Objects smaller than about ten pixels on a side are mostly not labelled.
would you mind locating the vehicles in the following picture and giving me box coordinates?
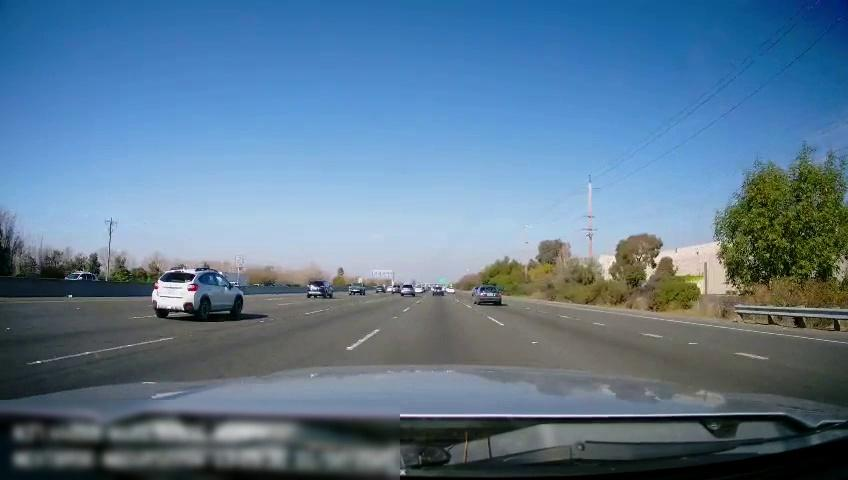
[348,282,366,296]
[412,285,424,294]
[375,285,386,294]
[391,285,402,295]
[62,272,101,281]
[471,285,502,306]
[306,280,334,299]
[226,281,241,287]
[432,287,445,297]
[151,267,245,322]
[400,284,416,297]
